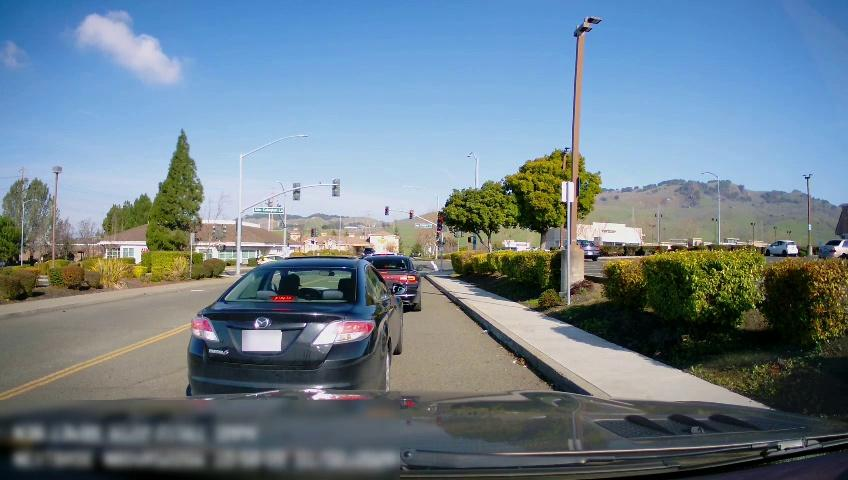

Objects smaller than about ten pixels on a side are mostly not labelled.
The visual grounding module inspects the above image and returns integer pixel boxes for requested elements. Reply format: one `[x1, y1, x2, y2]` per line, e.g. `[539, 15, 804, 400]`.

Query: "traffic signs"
[417, 222, 433, 229]
[254, 205, 285, 216]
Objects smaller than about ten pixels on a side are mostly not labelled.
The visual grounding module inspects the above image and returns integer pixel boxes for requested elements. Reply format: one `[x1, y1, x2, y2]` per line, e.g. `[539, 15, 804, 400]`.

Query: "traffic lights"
[331, 179, 340, 196]
[291, 183, 300, 201]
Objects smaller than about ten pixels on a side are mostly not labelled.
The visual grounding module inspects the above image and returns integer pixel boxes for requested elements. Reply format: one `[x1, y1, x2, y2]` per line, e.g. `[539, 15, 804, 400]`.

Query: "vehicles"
[577, 237, 602, 260]
[361, 245, 374, 255]
[817, 237, 848, 270]
[256, 253, 279, 264]
[764, 239, 799, 256]
[184, 255, 405, 396]
[367, 255, 424, 311]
